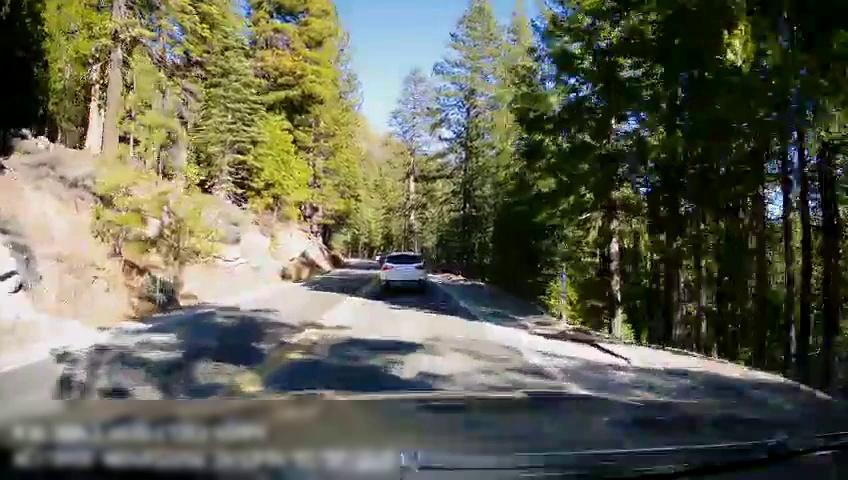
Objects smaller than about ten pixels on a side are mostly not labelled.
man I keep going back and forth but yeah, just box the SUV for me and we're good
[377,251,432,298]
